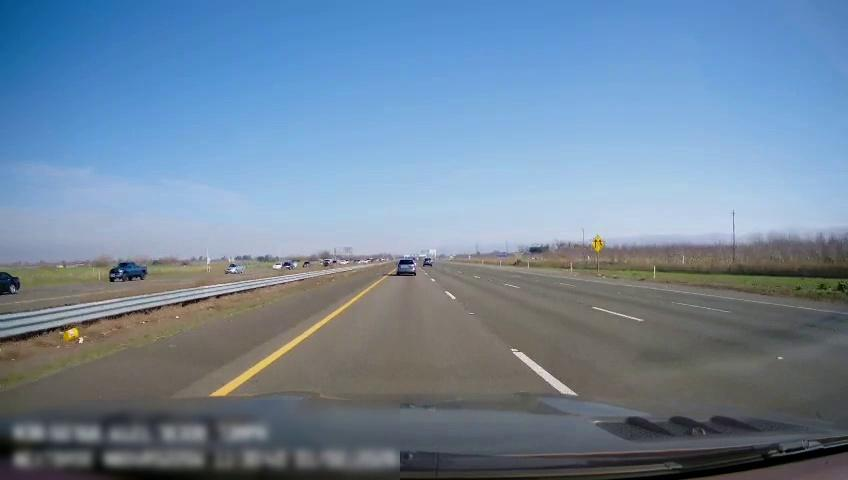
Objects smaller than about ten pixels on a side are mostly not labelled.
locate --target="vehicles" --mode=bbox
[224,263,245,274]
[109,262,148,282]
[396,258,417,276]
[0,272,21,295]
[272,263,283,270]
[280,262,295,271]
[422,258,433,267]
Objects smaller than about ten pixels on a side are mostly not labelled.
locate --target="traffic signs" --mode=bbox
[591,233,605,252]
